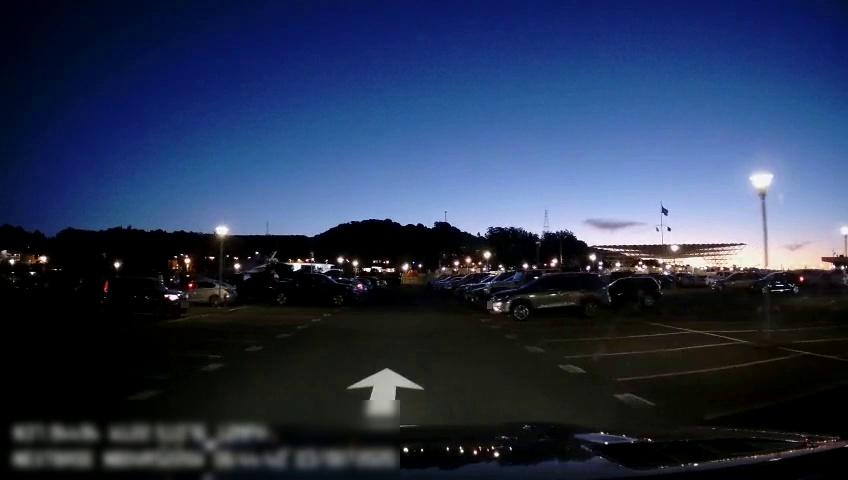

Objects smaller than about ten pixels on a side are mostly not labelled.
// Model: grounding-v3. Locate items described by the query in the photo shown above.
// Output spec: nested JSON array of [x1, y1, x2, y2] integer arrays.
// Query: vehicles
[[488, 272, 612, 322], [485, 269, 560, 304], [269, 272, 357, 306], [470, 271, 515, 305], [712, 272, 764, 292], [694, 274, 718, 288], [102, 276, 190, 318], [167, 276, 237, 308], [350, 276, 372, 287], [758, 272, 804, 294], [605, 276, 664, 308], [462, 273, 501, 301], [359, 274, 380, 288], [334, 278, 363, 292]]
